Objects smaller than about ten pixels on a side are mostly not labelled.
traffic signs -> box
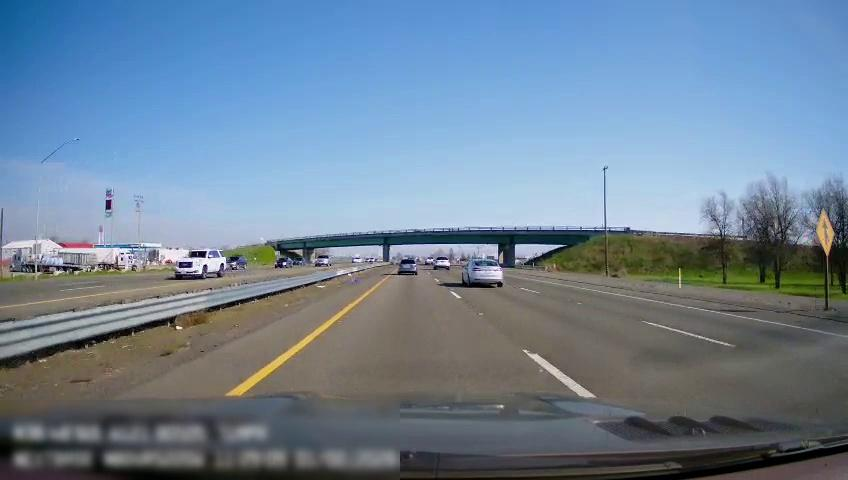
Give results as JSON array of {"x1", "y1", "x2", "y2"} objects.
[{"x1": 817, "y1": 207, "x2": 836, "y2": 257}]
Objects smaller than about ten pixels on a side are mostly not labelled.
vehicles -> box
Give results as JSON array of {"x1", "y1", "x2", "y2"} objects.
[
  {"x1": 314, "y1": 254, "x2": 333, "y2": 267},
  {"x1": 461, "y1": 258, "x2": 504, "y2": 289},
  {"x1": 432, "y1": 256, "x2": 450, "y2": 271},
  {"x1": 397, "y1": 257, "x2": 418, "y2": 275},
  {"x1": 274, "y1": 256, "x2": 293, "y2": 269},
  {"x1": 292, "y1": 257, "x2": 306, "y2": 266},
  {"x1": 352, "y1": 255, "x2": 363, "y2": 264},
  {"x1": 175, "y1": 249, "x2": 227, "y2": 280},
  {"x1": 226, "y1": 256, "x2": 248, "y2": 271}
]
